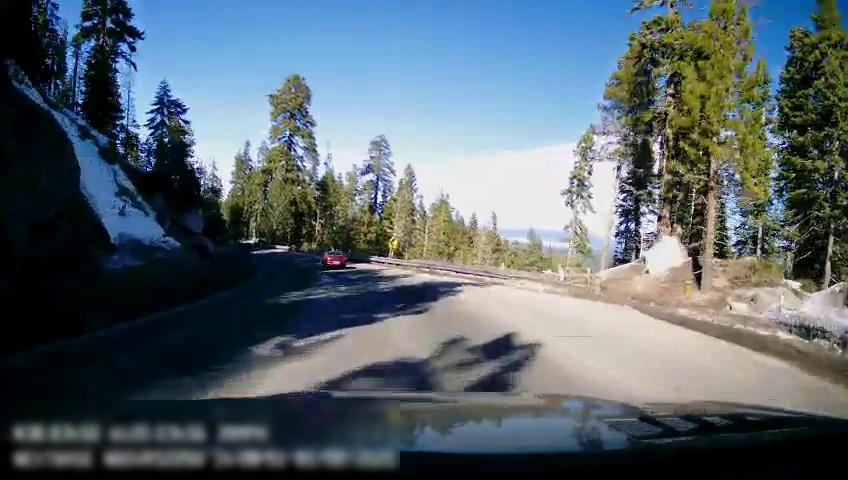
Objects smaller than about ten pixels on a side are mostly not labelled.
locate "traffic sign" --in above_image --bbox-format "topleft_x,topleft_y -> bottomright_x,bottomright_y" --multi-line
389,238 -> 400,249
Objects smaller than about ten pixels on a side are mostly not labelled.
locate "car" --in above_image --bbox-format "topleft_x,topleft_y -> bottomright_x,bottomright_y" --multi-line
320,251 -> 348,269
